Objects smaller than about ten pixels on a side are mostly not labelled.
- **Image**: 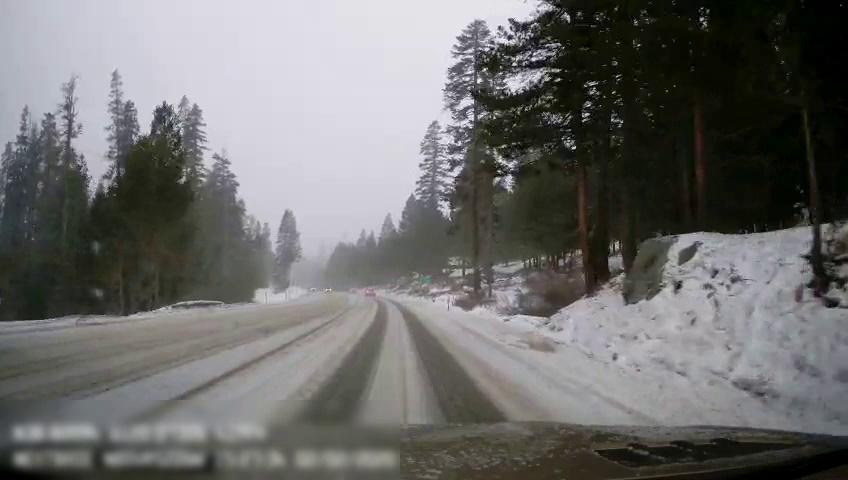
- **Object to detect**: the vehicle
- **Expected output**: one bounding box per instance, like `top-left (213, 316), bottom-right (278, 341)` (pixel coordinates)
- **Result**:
top-left (365, 288), bottom-right (376, 297)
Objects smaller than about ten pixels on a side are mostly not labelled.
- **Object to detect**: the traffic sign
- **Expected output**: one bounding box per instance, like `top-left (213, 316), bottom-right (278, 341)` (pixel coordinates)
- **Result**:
top-left (420, 276), bottom-right (433, 284)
